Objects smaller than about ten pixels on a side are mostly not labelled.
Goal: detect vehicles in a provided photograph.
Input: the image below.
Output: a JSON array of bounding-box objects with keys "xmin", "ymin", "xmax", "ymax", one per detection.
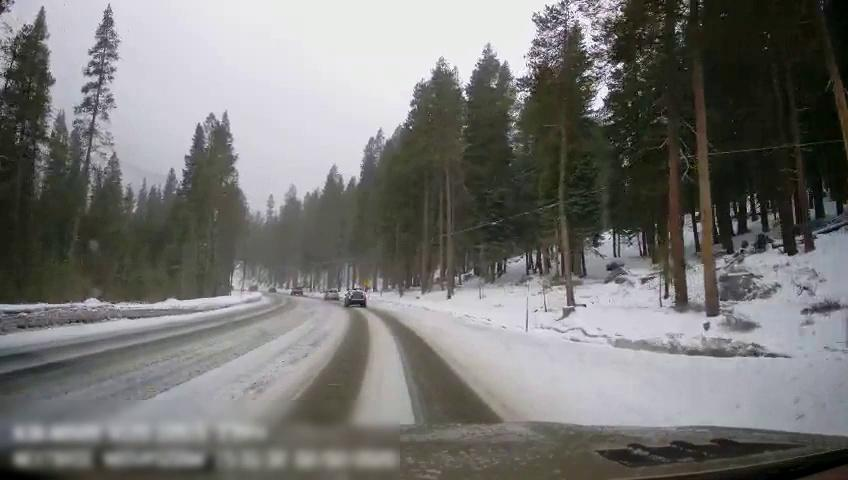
[
  {"xmin": 324, "ymin": 290, "xmax": 340, "ymax": 301},
  {"xmin": 290, "ymin": 287, "xmax": 303, "ymax": 296},
  {"xmin": 344, "ymin": 287, "xmax": 367, "ymax": 308}
]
